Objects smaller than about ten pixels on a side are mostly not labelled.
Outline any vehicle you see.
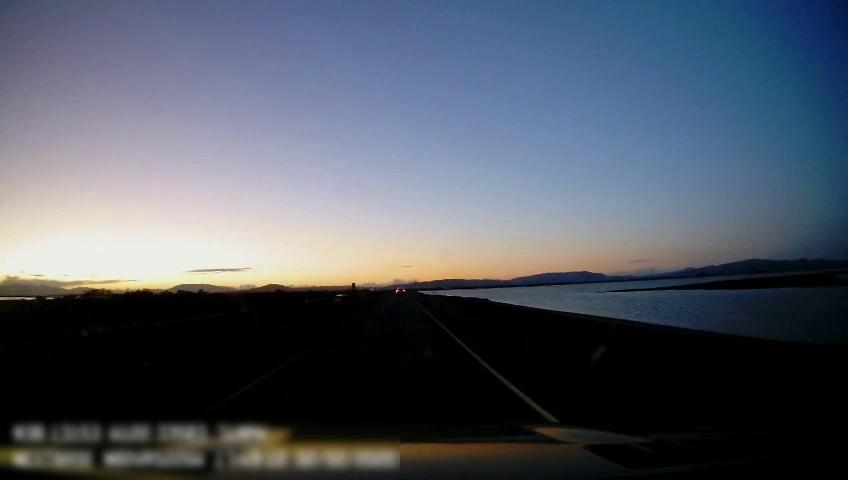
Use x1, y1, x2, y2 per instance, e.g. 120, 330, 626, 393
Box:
395, 286, 407, 295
